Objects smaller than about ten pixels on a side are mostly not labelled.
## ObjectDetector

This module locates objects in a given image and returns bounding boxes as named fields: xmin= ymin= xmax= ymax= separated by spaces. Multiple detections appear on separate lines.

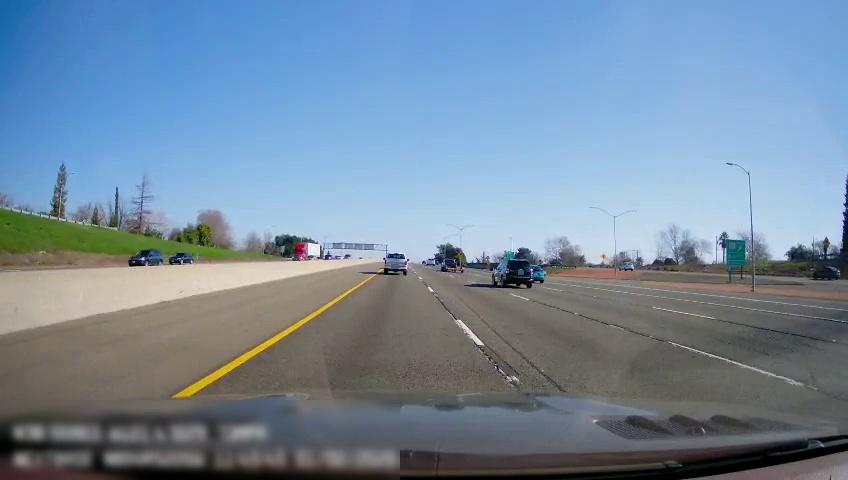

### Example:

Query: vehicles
xmin=440 ymin=258 xmax=457 ymax=273
xmin=812 ymin=266 xmax=841 ymax=280
xmin=491 ymin=259 xmax=535 ymax=290
xmin=168 ymin=252 xmax=194 ymax=265
xmin=294 ymin=240 xmax=321 ymax=261
xmin=618 ymin=261 xmax=634 ymax=273
xmin=530 ymin=264 xmax=546 ymax=284
xmin=383 ymin=252 xmax=410 ymax=275
xmin=444 ymin=264 xmax=464 ymax=274
xmin=127 ymin=249 xmax=164 ymax=267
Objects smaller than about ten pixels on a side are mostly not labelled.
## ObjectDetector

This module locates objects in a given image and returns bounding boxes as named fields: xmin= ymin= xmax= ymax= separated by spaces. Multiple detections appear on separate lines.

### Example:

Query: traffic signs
xmin=725 ymin=239 xmax=746 ymax=268
xmin=363 ymin=243 xmax=374 ymax=250
xmin=332 ymin=242 xmax=343 ymax=250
